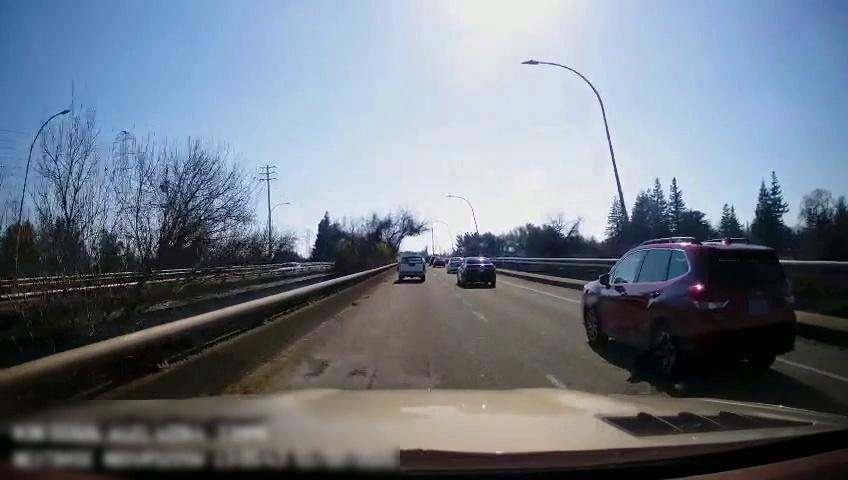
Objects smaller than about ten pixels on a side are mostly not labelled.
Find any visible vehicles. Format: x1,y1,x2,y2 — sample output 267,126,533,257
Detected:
397,254,427,283
275,261,307,277
456,257,497,286
445,256,462,273
432,257,445,269
579,234,799,381
429,256,436,267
